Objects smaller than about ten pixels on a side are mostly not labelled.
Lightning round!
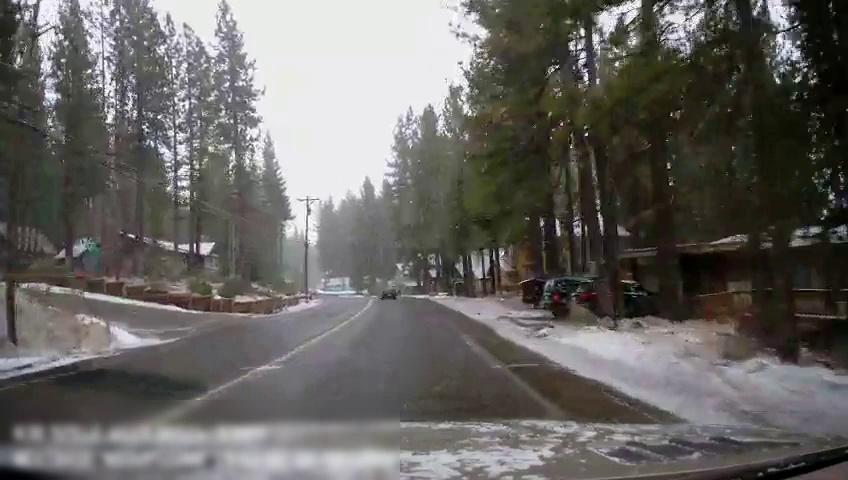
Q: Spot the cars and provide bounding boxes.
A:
[380,287,398,301]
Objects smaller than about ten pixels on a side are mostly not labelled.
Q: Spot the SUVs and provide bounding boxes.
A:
[551,278,657,317]
[541,276,582,318]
